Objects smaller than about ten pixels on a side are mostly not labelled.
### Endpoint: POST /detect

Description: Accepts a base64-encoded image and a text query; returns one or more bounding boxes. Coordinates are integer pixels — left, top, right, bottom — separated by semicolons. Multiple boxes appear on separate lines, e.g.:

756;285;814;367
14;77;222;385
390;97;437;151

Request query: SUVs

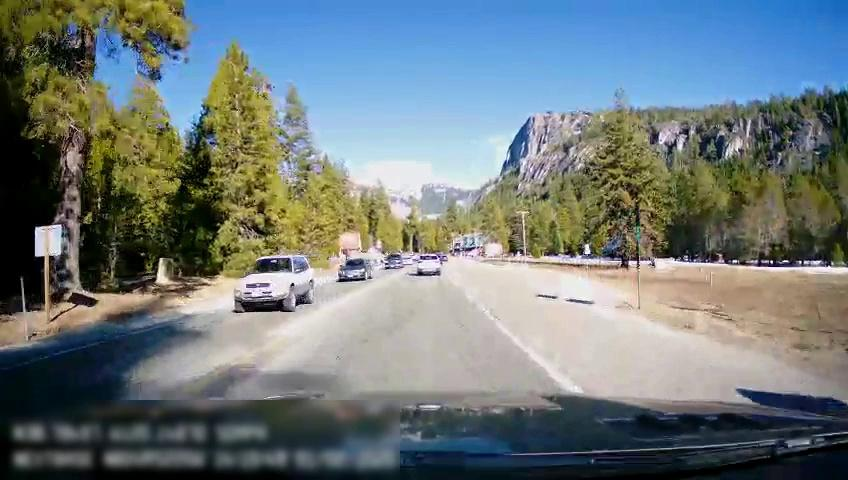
416;253;441;276
384;254;403;270
232;254;315;314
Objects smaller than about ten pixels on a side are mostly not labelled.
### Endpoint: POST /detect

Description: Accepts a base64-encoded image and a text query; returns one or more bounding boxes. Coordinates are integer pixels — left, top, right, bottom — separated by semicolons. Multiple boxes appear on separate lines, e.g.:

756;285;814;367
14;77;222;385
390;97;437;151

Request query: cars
336;257;372;282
